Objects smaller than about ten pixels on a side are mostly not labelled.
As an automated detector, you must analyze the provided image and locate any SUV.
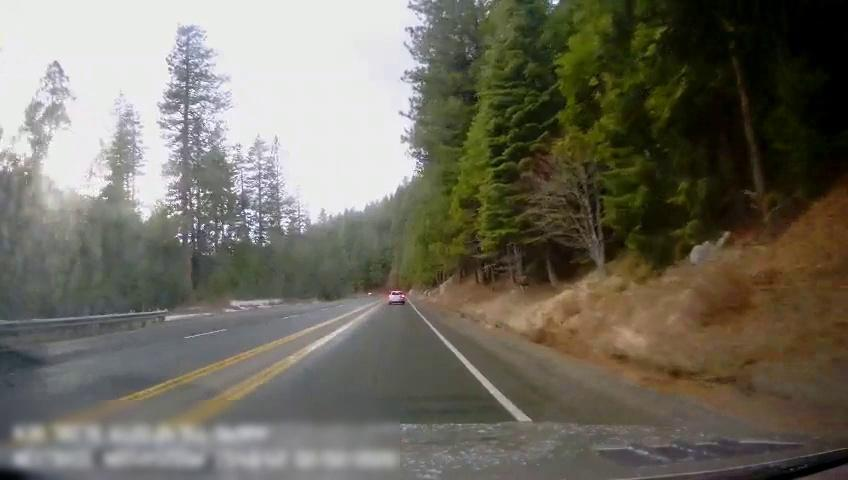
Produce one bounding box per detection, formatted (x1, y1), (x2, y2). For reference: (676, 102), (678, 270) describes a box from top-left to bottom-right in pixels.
(387, 290), (406, 305)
